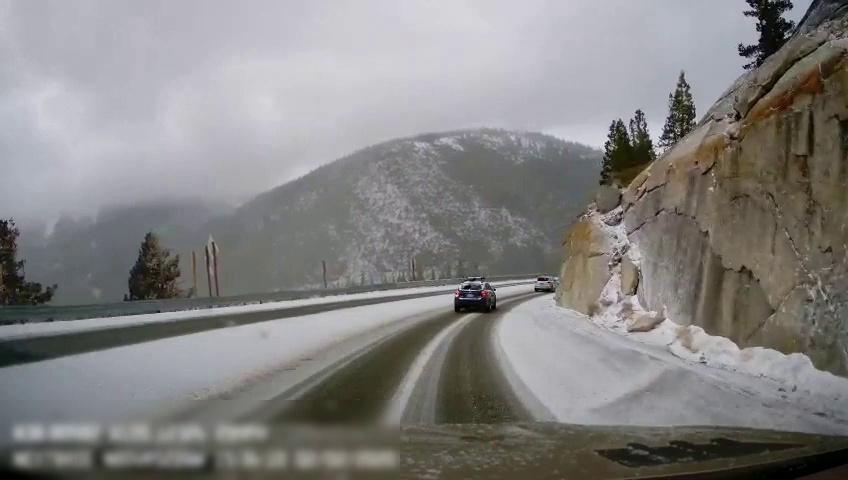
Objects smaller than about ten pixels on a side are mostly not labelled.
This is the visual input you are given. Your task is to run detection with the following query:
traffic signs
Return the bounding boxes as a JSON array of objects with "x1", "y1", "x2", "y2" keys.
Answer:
[{"x1": 202, "y1": 235, "x2": 220, "y2": 278}]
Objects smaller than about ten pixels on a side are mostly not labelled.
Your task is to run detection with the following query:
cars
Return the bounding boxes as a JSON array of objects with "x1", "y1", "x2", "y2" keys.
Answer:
[
  {"x1": 453, "y1": 277, "x2": 497, "y2": 314},
  {"x1": 534, "y1": 277, "x2": 560, "y2": 293}
]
